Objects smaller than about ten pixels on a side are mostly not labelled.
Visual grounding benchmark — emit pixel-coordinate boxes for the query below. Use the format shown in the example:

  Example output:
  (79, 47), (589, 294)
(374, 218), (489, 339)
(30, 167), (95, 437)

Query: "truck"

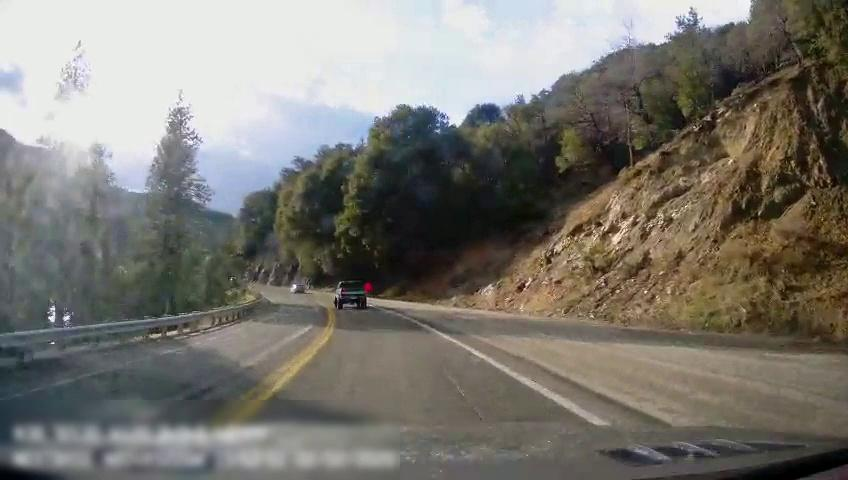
(333, 280), (367, 310)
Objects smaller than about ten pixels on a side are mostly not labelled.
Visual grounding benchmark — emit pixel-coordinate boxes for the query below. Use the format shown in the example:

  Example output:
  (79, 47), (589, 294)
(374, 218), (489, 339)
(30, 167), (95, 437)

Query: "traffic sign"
(364, 281), (374, 294)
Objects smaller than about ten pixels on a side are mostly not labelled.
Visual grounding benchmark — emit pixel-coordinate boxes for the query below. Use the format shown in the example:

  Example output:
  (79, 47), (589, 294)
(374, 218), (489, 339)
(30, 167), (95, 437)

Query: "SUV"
(290, 283), (305, 294)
